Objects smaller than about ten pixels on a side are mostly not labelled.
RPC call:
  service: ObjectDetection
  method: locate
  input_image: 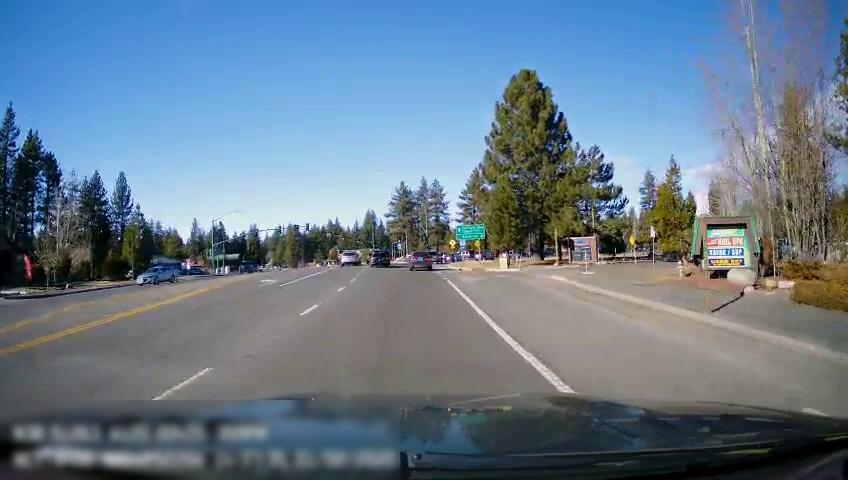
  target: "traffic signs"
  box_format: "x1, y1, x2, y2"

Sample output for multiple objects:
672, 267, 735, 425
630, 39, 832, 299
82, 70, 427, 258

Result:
456, 224, 487, 240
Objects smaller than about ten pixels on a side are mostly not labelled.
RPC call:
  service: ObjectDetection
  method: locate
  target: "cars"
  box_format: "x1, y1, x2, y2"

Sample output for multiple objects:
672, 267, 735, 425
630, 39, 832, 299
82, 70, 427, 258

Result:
189, 265, 206, 275
136, 267, 176, 288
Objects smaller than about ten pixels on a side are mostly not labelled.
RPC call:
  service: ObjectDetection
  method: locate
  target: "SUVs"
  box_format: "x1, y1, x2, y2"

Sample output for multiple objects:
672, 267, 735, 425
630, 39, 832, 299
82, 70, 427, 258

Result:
407, 251, 434, 272
370, 251, 390, 267
239, 262, 259, 274
340, 250, 360, 266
